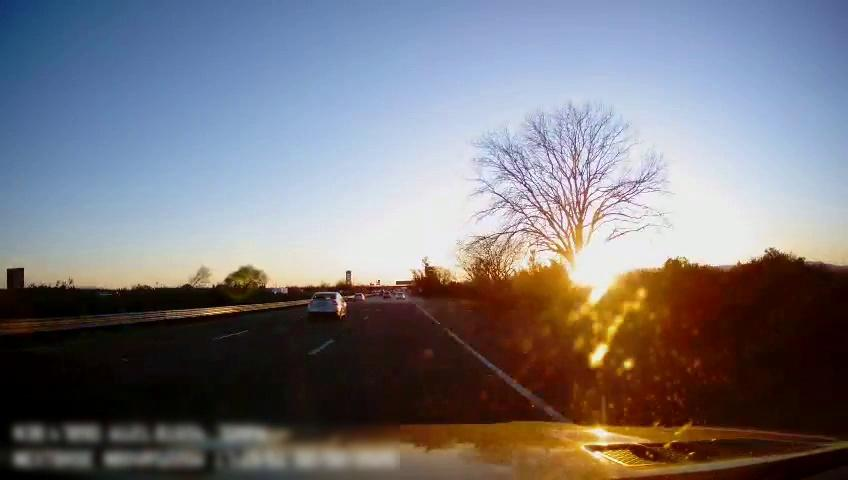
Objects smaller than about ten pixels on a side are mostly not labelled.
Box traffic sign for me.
[396,280,411,285]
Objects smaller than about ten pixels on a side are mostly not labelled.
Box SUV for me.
[353,292,365,302]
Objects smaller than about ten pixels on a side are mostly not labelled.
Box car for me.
[307,292,347,322]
